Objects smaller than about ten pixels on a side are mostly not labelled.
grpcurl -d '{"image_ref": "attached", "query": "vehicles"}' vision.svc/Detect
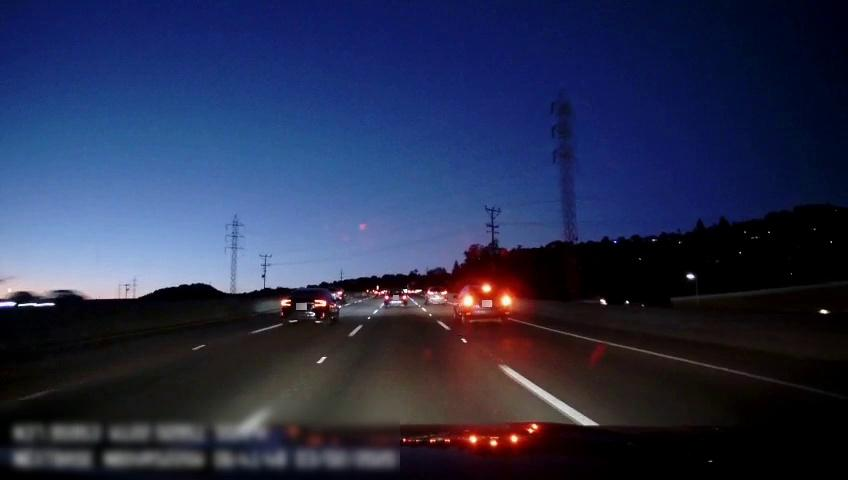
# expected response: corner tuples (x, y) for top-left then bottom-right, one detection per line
(280, 287), (340, 329)
(424, 285), (448, 305)
(325, 283), (347, 305)
(374, 288), (386, 298)
(452, 283), (512, 327)
(383, 288), (408, 308)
